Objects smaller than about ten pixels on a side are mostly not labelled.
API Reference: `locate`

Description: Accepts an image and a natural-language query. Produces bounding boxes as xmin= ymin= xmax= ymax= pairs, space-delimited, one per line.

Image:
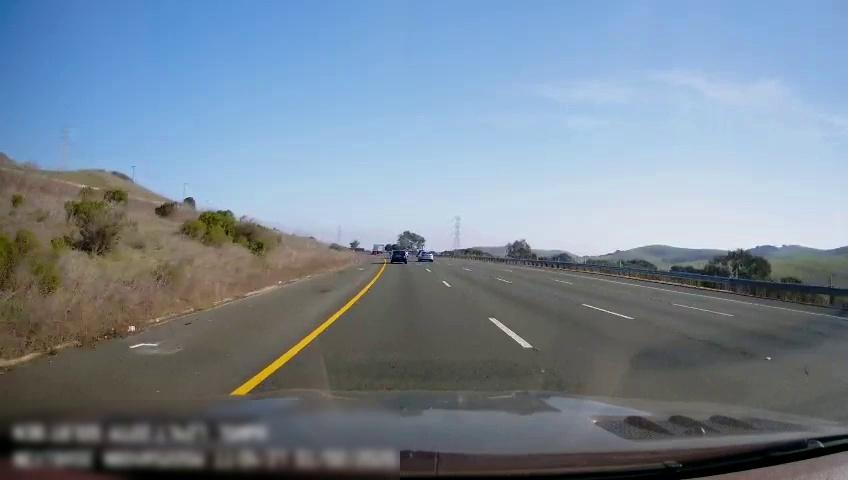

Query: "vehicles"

xmin=416 ymin=250 xmax=427 ymax=257
xmin=390 ymin=251 xmax=408 ymax=265
xmin=370 ymin=246 xmax=383 ymax=254
xmin=417 ymin=251 xmax=433 ymax=262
